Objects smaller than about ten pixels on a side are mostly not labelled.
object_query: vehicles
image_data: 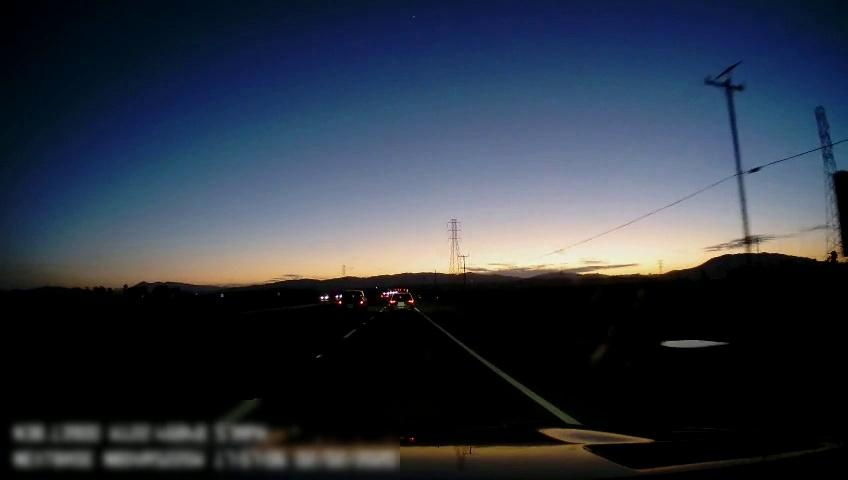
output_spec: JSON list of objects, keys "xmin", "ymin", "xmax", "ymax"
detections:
[
  {"xmin": 337, "ymin": 290, "xmax": 368, "ymax": 314},
  {"xmin": 388, "ymin": 292, "xmax": 415, "ymax": 316},
  {"xmin": 318, "ymin": 293, "xmax": 330, "ymax": 301}
]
